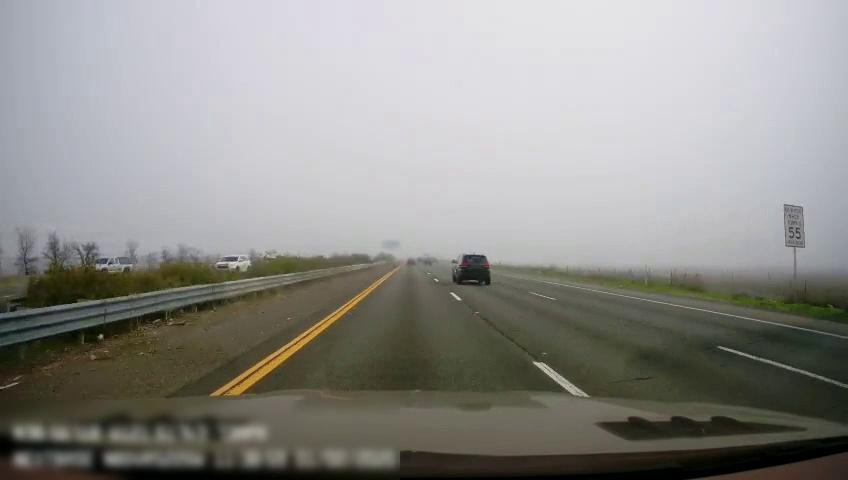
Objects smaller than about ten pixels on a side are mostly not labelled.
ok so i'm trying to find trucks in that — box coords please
[94,256,134,275]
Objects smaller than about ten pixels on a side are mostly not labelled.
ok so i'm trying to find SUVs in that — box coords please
[450,253,492,286]
[214,254,253,274]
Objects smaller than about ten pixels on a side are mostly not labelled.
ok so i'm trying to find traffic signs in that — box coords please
[782,202,807,250]
[383,239,401,248]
